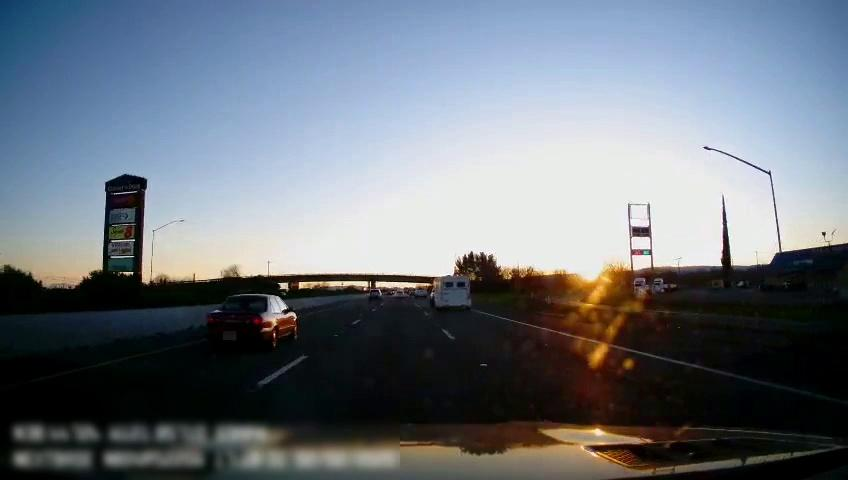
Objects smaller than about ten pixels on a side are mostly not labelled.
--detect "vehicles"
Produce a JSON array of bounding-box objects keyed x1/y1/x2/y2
[
  {"x1": 432, "y1": 275, "x2": 471, "y2": 310},
  {"x1": 430, "y1": 289, "x2": 435, "y2": 306},
  {"x1": 368, "y1": 289, "x2": 383, "y2": 302},
  {"x1": 204, "y1": 293, "x2": 300, "y2": 350},
  {"x1": 414, "y1": 288, "x2": 428, "y2": 300},
  {"x1": 394, "y1": 289, "x2": 406, "y2": 299}
]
